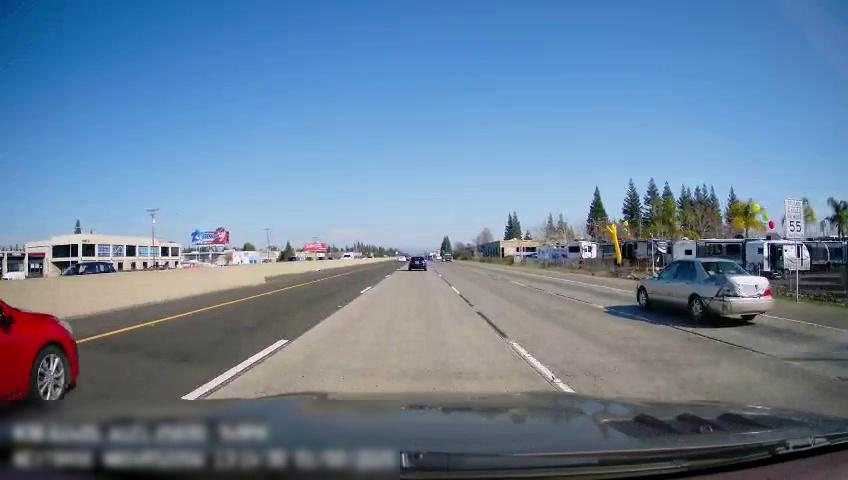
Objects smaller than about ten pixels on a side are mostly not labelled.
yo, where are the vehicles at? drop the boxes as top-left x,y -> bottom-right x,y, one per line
340,252 -> 355,261
1,270 -> 27,281
142,264 -> 172,272
61,261 -> 117,276
0,296 -> 80,413
635,257 -> 775,324
441,251 -> 452,263
407,256 -> 427,272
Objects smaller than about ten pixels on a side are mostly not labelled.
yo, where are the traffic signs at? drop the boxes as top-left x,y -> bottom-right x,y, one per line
784,199 -> 805,238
